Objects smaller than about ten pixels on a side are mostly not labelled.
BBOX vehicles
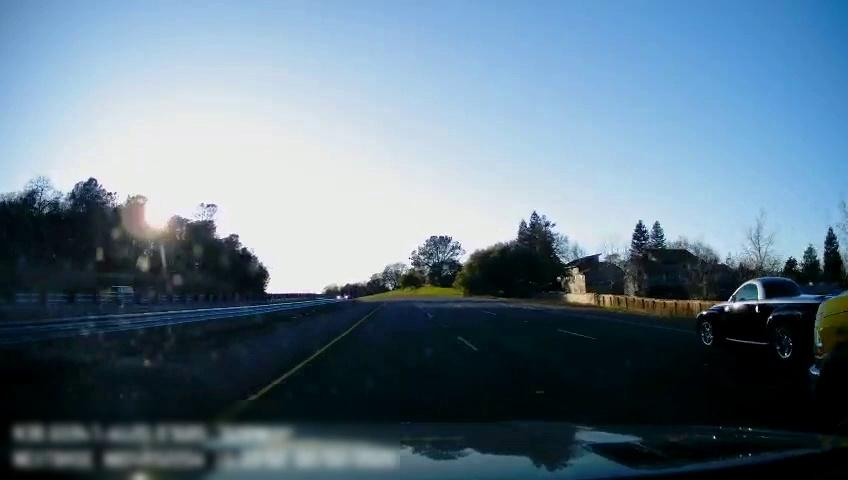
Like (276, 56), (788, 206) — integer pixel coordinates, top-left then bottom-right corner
(695, 277), (839, 364)
(98, 286), (135, 306)
(808, 290), (848, 436)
